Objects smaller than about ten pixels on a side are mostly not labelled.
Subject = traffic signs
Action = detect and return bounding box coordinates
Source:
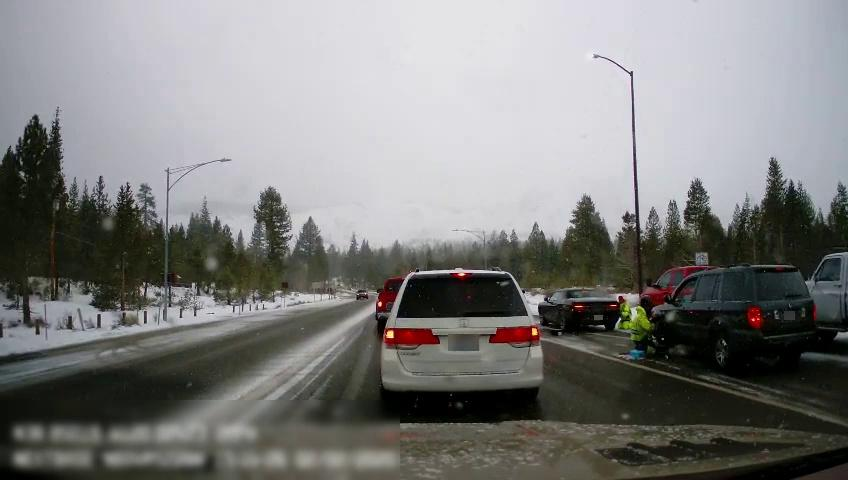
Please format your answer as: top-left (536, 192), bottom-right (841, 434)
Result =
top-left (695, 251), bottom-right (709, 266)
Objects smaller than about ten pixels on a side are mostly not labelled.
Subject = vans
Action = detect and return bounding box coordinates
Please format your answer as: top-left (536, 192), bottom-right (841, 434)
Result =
top-left (380, 267), bottom-right (545, 406)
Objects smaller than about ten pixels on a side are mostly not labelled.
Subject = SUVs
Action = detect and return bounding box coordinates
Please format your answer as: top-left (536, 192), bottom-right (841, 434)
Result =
top-left (355, 288), bottom-right (369, 300)
top-left (648, 263), bottom-right (819, 366)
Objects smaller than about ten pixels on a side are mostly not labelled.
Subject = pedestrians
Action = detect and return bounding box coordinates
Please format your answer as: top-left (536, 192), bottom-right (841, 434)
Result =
top-left (630, 295), bottom-right (661, 351)
top-left (617, 295), bottom-right (631, 331)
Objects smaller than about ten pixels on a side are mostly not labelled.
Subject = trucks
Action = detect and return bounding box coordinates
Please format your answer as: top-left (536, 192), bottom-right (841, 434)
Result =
top-left (804, 251), bottom-right (848, 345)
top-left (638, 264), bottom-right (721, 316)
top-left (376, 276), bottom-right (406, 326)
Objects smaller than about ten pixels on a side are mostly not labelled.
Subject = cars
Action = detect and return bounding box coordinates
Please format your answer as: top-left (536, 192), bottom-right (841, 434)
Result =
top-left (537, 285), bottom-right (621, 334)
